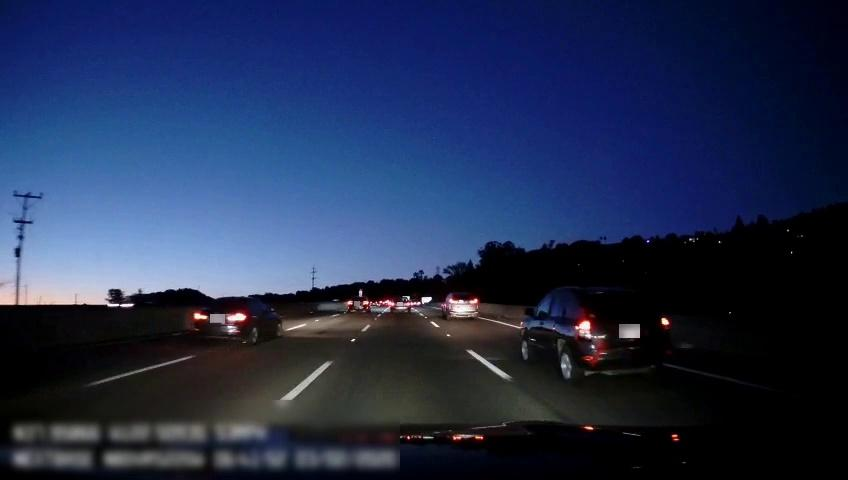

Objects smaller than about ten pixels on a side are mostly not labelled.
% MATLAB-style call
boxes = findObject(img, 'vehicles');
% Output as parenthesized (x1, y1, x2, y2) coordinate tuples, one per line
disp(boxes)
(388, 294, 412, 314)
(520, 286, 672, 386)
(442, 291, 479, 321)
(192, 296, 284, 348)
(347, 296, 372, 314)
